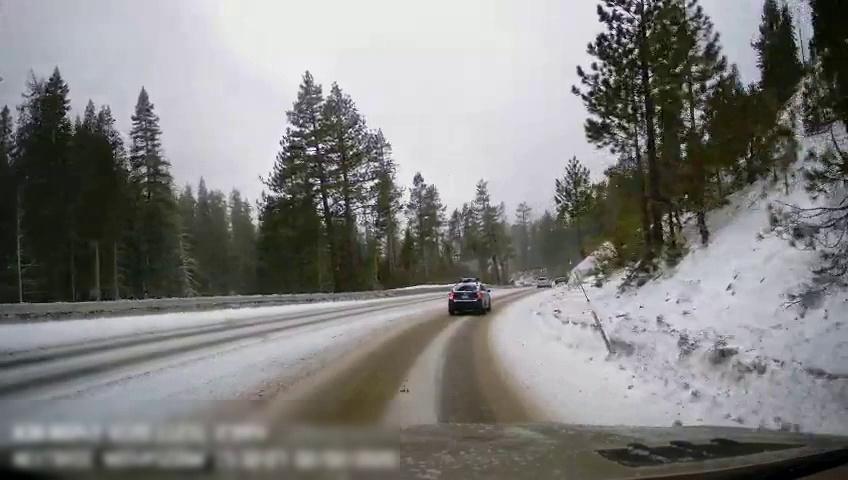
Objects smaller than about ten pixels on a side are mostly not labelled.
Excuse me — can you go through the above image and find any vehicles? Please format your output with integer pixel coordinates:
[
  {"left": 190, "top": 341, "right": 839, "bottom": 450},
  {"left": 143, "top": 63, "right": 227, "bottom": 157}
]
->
[
  {"left": 536, "top": 276, "right": 554, "bottom": 289},
  {"left": 447, "top": 276, "right": 492, "bottom": 316}
]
